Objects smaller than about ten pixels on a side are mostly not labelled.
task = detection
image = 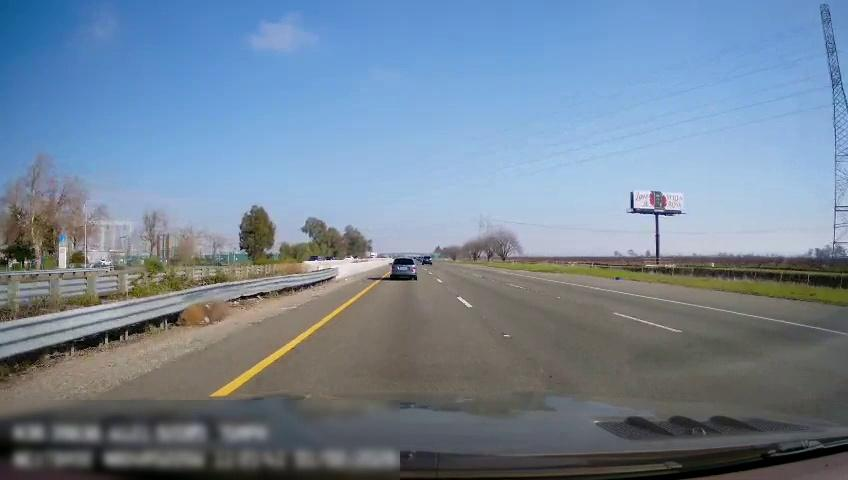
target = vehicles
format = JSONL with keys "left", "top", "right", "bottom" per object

{"left": 323, "top": 255, "right": 337, "bottom": 261}
{"left": 421, "top": 255, "right": 433, "bottom": 266}
{"left": 389, "top": 258, "right": 417, "bottom": 281}
{"left": 307, "top": 255, "right": 323, "bottom": 262}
